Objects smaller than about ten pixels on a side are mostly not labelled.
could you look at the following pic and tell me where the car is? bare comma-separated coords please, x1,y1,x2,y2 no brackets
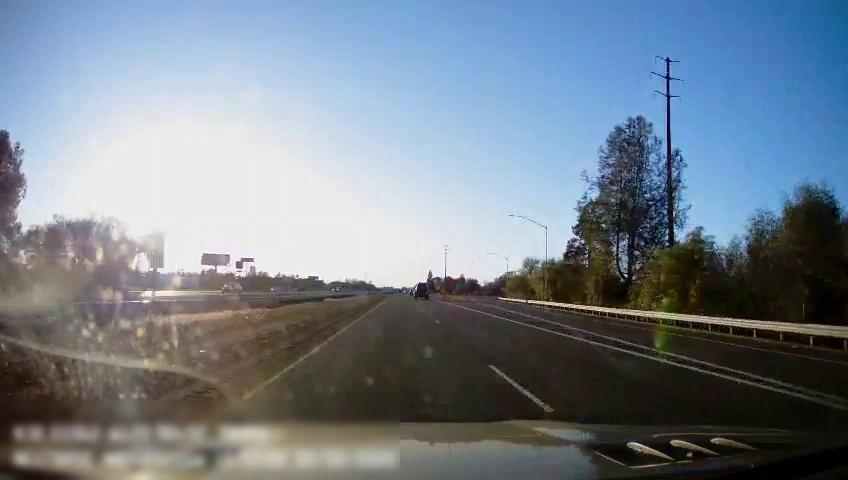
221,283,242,294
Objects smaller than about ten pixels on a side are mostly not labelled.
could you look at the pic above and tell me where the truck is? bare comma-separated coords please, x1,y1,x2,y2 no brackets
414,282,430,299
